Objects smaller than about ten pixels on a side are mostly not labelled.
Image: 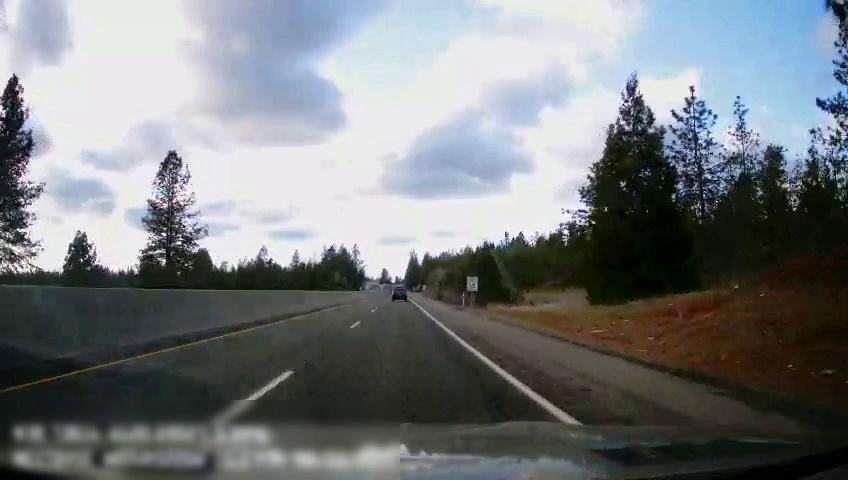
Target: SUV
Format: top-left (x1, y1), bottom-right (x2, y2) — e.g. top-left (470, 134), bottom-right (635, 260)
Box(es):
top-left (391, 287), bottom-right (408, 302)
